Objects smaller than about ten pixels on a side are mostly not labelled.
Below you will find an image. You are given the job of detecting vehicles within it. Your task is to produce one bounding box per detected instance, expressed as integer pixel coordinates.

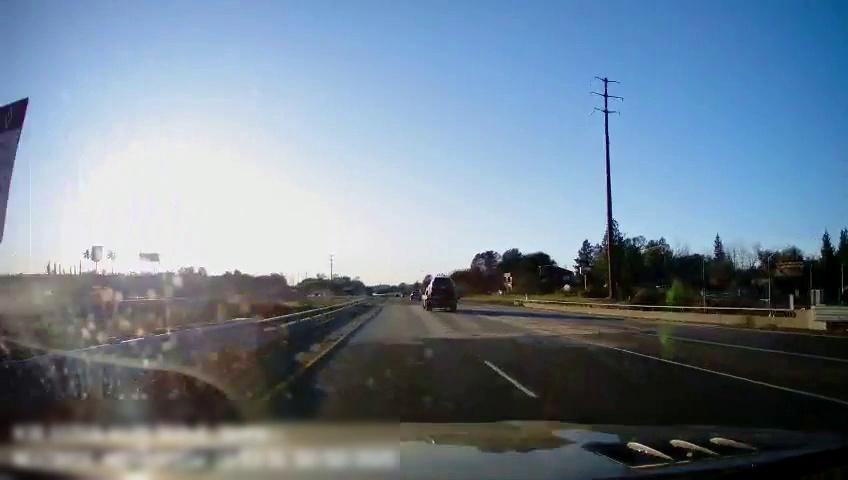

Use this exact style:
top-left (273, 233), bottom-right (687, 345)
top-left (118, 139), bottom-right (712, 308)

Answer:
top-left (422, 276), bottom-right (458, 311)
top-left (409, 291), bottom-right (421, 300)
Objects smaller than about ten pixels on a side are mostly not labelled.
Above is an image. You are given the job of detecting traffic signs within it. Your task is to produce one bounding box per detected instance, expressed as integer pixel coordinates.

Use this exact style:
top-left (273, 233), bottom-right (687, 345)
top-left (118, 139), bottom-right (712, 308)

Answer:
top-left (0, 96), bottom-right (30, 244)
